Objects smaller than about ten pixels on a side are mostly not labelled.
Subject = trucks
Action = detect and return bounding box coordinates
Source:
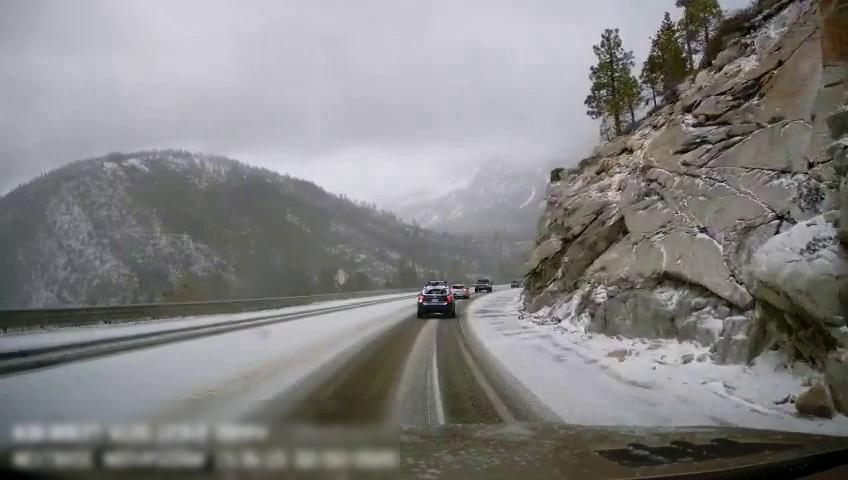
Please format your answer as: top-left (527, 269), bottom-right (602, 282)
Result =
top-left (474, 278), bottom-right (493, 293)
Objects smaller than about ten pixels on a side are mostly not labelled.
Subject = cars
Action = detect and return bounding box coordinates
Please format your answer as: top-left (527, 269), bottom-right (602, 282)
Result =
top-left (416, 280), bottom-right (457, 319)
top-left (449, 283), bottom-right (470, 300)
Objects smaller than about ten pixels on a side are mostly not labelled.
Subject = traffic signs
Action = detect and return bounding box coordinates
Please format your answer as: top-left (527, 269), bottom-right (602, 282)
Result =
top-left (333, 269), bottom-right (349, 285)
